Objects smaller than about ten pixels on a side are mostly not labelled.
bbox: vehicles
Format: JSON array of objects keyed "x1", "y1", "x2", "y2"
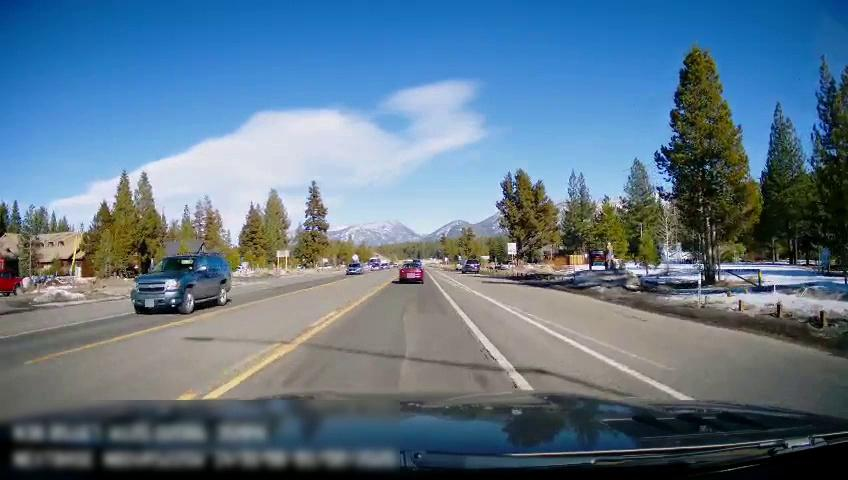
[
  {"x1": 411, "y1": 259, "x2": 424, "y2": 268},
  {"x1": 398, "y1": 263, "x2": 425, "y2": 285},
  {"x1": 0, "y1": 270, "x2": 28, "y2": 297},
  {"x1": 367, "y1": 257, "x2": 380, "y2": 268},
  {"x1": 461, "y1": 260, "x2": 481, "y2": 274},
  {"x1": 345, "y1": 263, "x2": 366, "y2": 275},
  {"x1": 128, "y1": 254, "x2": 234, "y2": 316},
  {"x1": 370, "y1": 264, "x2": 381, "y2": 272}
]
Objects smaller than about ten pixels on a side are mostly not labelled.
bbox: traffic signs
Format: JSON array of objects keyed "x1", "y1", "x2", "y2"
[{"x1": 507, "y1": 242, "x2": 517, "y2": 255}]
